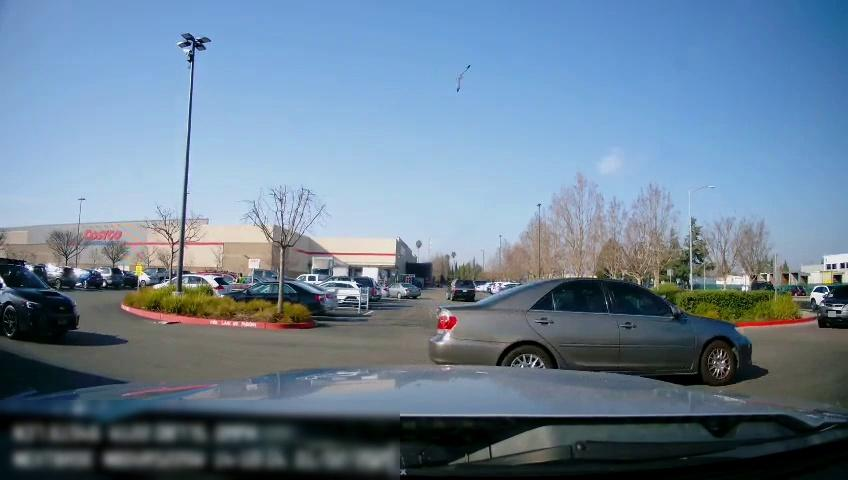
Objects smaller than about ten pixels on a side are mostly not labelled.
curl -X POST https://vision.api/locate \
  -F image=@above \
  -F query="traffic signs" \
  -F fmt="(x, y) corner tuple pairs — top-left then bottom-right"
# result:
(135, 264), (144, 278)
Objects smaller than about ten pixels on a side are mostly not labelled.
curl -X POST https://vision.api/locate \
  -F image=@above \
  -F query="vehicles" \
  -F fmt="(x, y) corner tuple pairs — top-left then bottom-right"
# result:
(389, 282), (423, 300)
(0, 259), (81, 344)
(307, 255), (349, 282)
(19, 262), (51, 288)
(138, 273), (153, 288)
(475, 280), (493, 293)
(806, 285), (829, 315)
(816, 282), (848, 329)
(328, 275), (381, 310)
(314, 281), (363, 310)
(152, 274), (238, 299)
(93, 266), (125, 292)
(45, 261), (79, 292)
(500, 281), (523, 292)
(121, 270), (139, 290)
(446, 279), (476, 302)
(229, 280), (330, 320)
(424, 277), (754, 387)
(487, 281), (509, 295)
(74, 268), (102, 292)
(320, 288), (339, 321)
(294, 273), (322, 287)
